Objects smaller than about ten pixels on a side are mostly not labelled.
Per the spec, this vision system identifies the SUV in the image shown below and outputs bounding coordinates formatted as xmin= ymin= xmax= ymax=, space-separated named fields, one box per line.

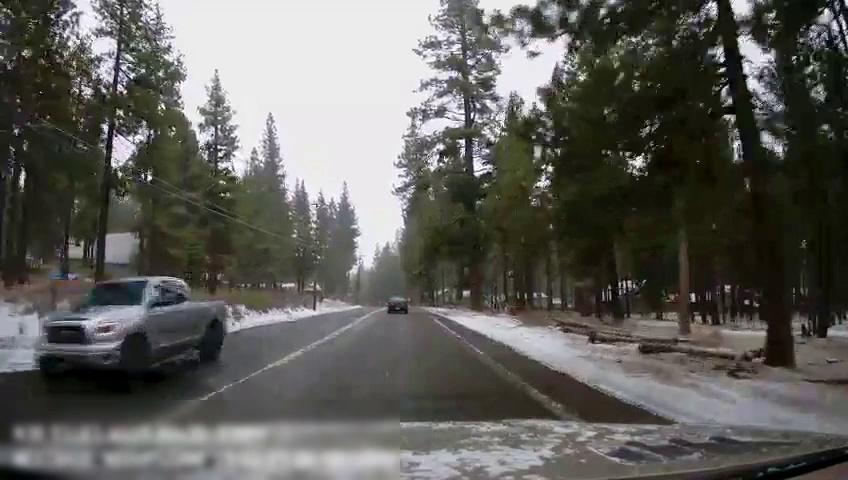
xmin=387 ymin=294 xmax=410 ymax=314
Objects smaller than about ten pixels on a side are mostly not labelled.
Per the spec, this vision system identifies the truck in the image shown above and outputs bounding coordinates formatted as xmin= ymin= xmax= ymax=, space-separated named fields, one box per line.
xmin=33 ymin=276 xmax=226 ymax=397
